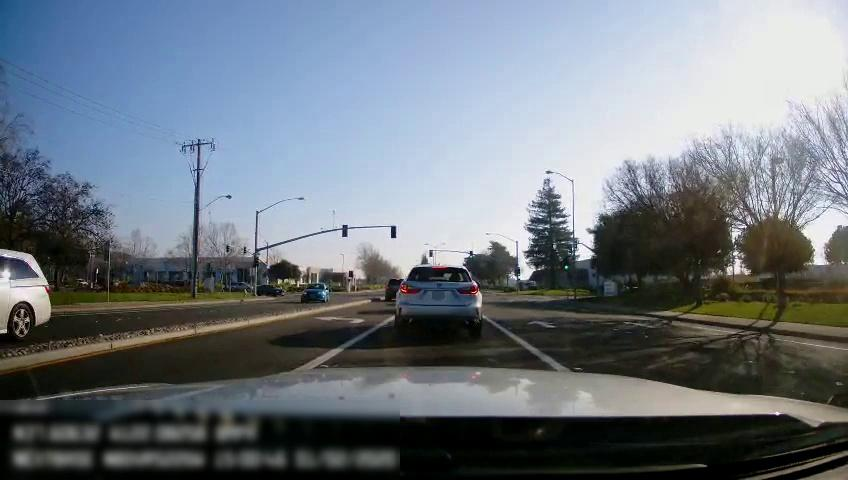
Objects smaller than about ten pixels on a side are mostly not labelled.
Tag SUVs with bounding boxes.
[393,264,483,336]
[384,278,405,303]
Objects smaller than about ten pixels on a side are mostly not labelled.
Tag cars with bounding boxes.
[301,282,329,304]
[255,284,286,298]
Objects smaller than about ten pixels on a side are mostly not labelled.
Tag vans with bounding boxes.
[0,249,54,344]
